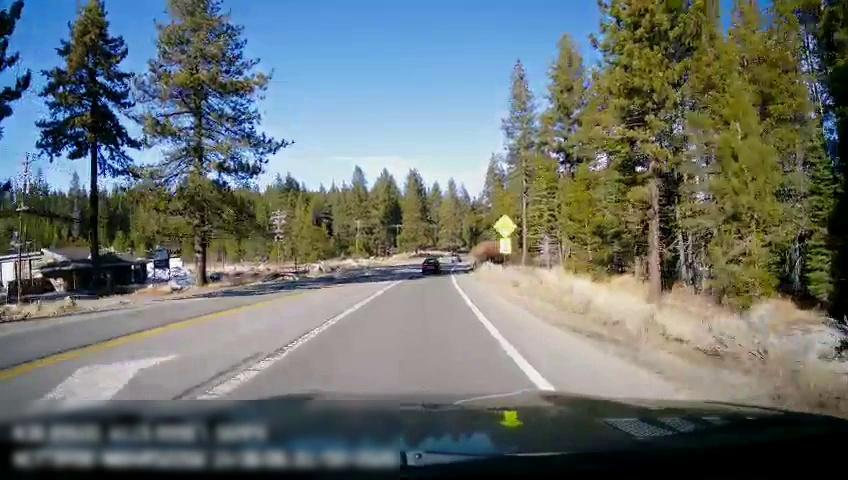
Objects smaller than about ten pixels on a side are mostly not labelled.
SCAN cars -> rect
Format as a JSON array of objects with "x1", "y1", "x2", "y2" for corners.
[{"x1": 421, "y1": 258, "x2": 440, "y2": 273}]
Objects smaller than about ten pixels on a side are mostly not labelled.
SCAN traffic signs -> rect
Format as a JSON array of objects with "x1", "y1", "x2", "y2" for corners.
[
  {"x1": 494, "y1": 213, "x2": 519, "y2": 237},
  {"x1": 500, "y1": 239, "x2": 512, "y2": 255}
]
